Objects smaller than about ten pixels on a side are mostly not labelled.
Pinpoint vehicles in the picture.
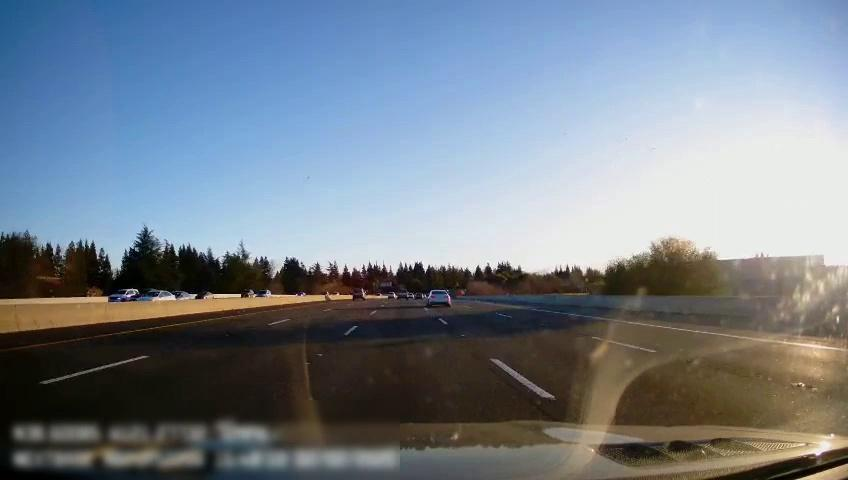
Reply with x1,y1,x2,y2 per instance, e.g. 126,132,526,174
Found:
108,288,140,303
257,289,272,297
137,289,175,302
396,290,409,301
352,287,366,300
240,289,255,298
169,290,190,301
195,291,214,300
129,287,159,302
295,291,307,297
427,289,451,307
